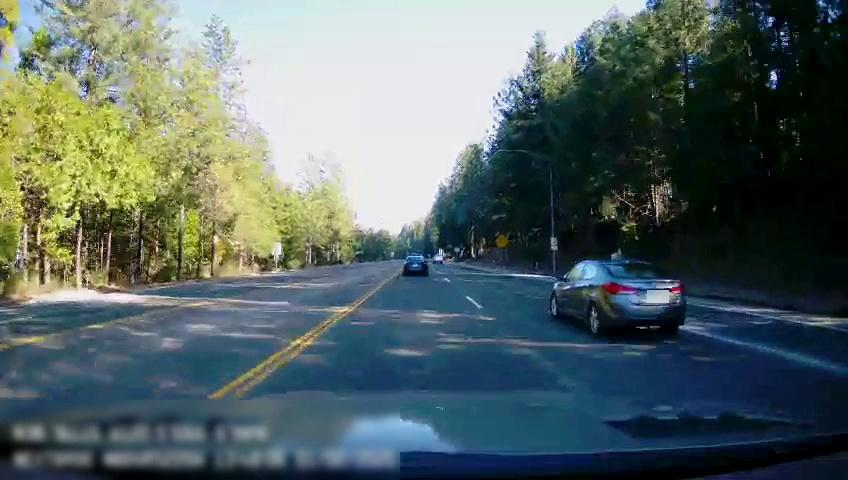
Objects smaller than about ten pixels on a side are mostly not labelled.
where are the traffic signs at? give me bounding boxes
[550,236,559,248]
[495,234,509,249]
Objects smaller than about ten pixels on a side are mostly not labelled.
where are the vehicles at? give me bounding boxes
[548,257,690,338]
[403,253,428,277]
[431,255,444,264]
